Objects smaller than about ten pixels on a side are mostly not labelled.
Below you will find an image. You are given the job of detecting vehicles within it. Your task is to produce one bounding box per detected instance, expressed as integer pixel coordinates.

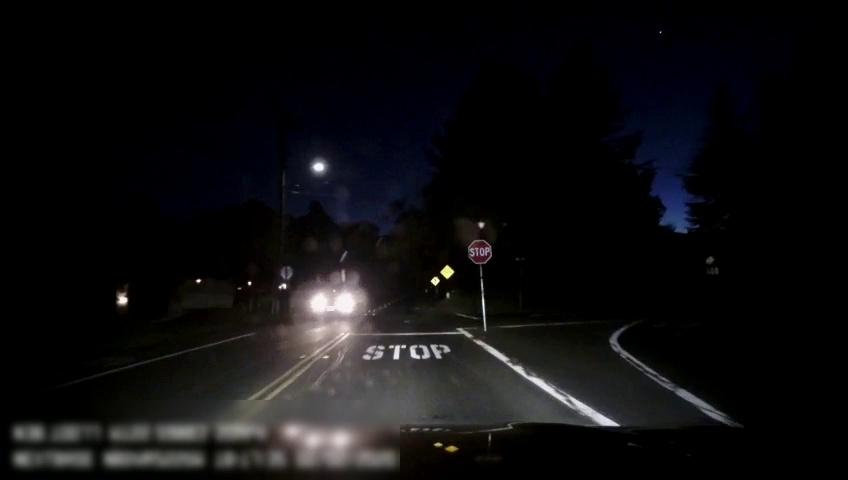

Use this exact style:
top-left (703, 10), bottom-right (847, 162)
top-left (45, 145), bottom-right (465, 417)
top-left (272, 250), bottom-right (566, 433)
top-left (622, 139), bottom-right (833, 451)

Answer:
top-left (307, 285), bottom-right (356, 319)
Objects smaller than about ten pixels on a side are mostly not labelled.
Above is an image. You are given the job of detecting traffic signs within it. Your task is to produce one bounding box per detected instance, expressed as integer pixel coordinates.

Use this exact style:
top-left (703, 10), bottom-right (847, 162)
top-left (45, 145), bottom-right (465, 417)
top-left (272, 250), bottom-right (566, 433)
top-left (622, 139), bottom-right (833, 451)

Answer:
top-left (467, 239), bottom-right (493, 266)
top-left (439, 264), bottom-right (455, 280)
